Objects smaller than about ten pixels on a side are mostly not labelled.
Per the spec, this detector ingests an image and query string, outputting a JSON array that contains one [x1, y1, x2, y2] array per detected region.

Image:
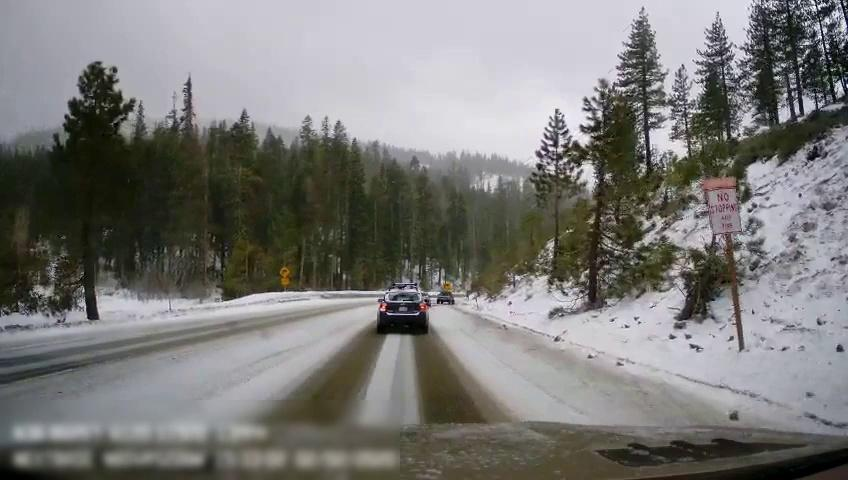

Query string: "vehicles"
[[436, 290, 455, 305], [376, 281, 430, 335]]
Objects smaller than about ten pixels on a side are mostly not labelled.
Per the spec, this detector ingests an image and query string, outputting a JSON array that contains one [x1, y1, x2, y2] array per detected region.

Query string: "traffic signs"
[[702, 178, 743, 235], [279, 266, 291, 278]]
